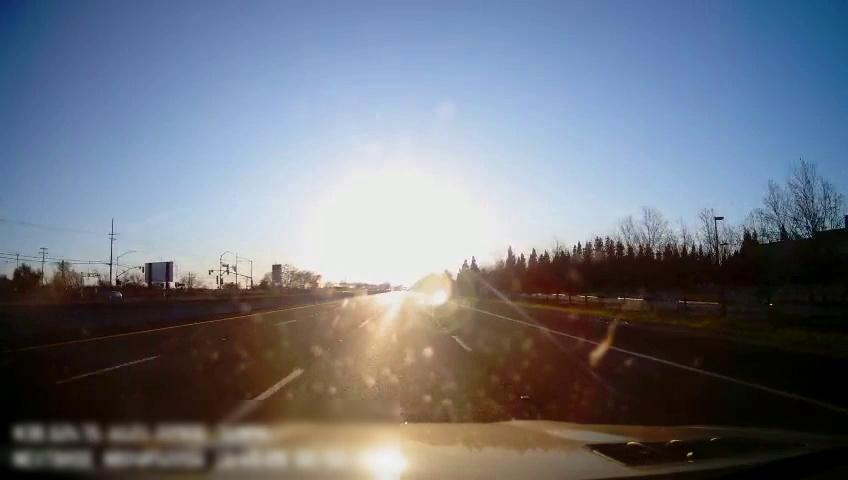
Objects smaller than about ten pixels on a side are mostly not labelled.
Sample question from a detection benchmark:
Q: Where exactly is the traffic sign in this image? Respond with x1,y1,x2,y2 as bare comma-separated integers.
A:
272,264,282,281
